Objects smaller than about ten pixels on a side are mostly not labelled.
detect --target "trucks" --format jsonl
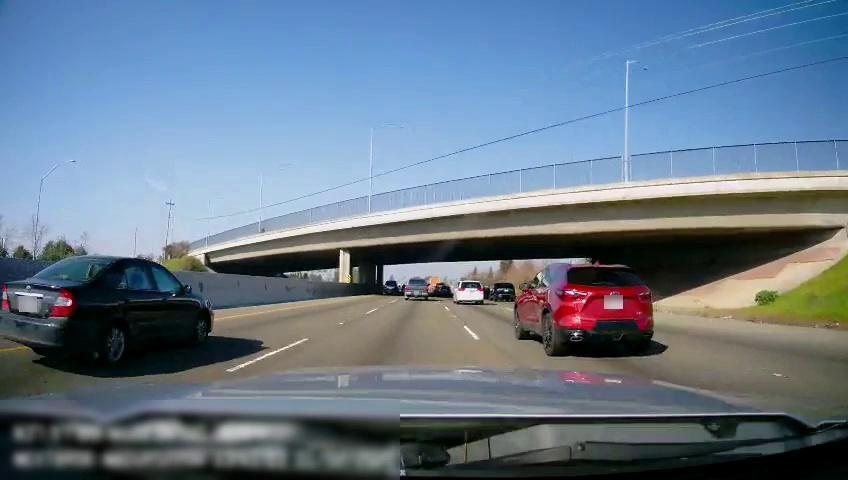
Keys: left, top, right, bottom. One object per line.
{"left": 403, "top": 278, "right": 430, "bottom": 302}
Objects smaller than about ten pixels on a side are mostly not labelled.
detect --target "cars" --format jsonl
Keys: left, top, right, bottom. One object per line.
{"left": 437, "top": 285, "right": 452, "bottom": 297}
{"left": 0, "top": 254, "right": 214, "bottom": 372}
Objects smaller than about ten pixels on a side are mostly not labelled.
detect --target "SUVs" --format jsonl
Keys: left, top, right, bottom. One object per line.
{"left": 382, "top": 279, "right": 400, "bottom": 297}
{"left": 453, "top": 280, "right": 485, "bottom": 305}
{"left": 511, "top": 264, "right": 655, "bottom": 357}
{"left": 488, "top": 282, "right": 516, "bottom": 303}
